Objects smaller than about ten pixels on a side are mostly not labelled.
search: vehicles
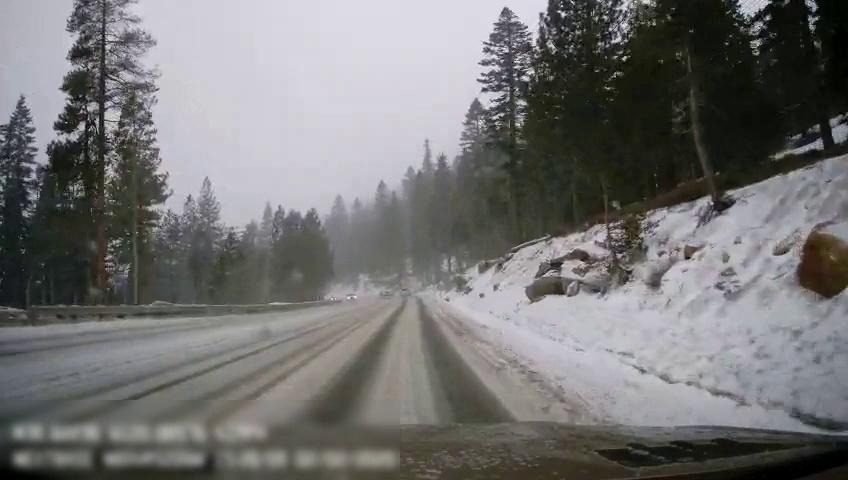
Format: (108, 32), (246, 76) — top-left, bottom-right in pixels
(399, 287), (411, 297)
(380, 288), (394, 298)
(345, 293), (358, 302)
